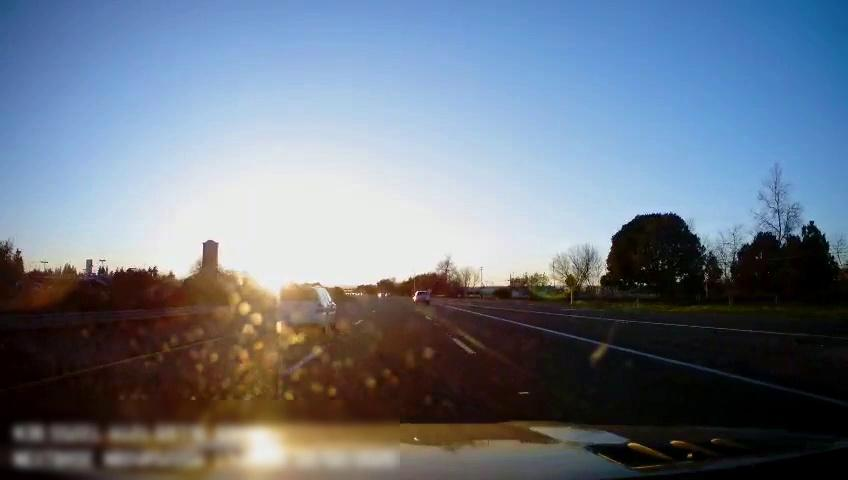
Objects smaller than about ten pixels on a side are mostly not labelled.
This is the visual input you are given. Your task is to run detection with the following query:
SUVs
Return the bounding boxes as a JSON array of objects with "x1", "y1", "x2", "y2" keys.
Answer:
[
  {"x1": 413, "y1": 290, "x2": 430, "y2": 304},
  {"x1": 278, "y1": 284, "x2": 338, "y2": 336}
]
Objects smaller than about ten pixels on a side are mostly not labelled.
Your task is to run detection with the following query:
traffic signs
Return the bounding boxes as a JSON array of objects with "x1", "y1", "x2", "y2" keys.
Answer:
[{"x1": 564, "y1": 275, "x2": 578, "y2": 288}]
